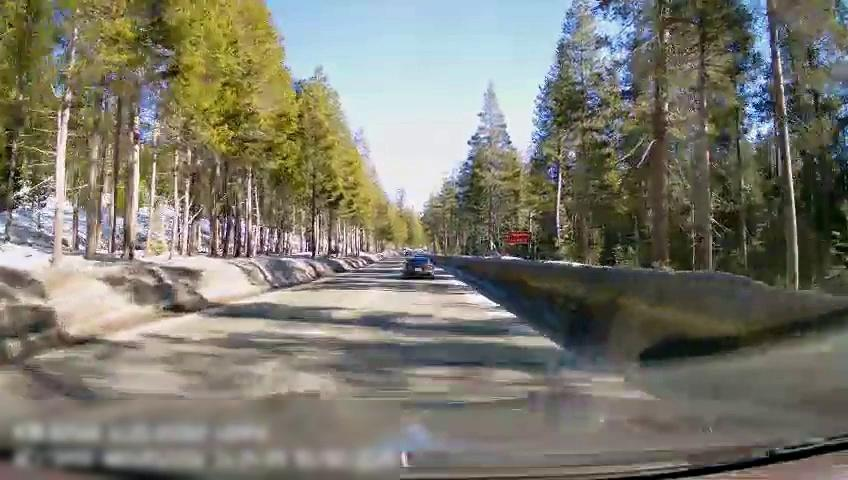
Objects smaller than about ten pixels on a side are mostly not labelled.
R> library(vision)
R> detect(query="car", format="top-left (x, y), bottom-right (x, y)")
top-left (401, 255), bottom-right (433, 282)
